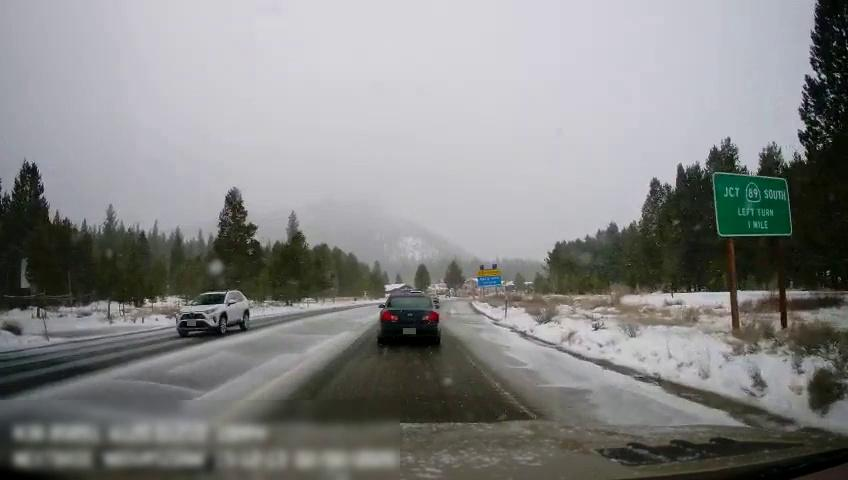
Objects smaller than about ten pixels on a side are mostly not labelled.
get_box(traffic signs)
[477,269,502,275]
[477,275,502,288]
[712,172,793,237]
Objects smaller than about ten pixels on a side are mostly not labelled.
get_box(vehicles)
[376,292,442,347]
[408,290,424,293]
[176,290,250,338]
[430,293,439,303]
